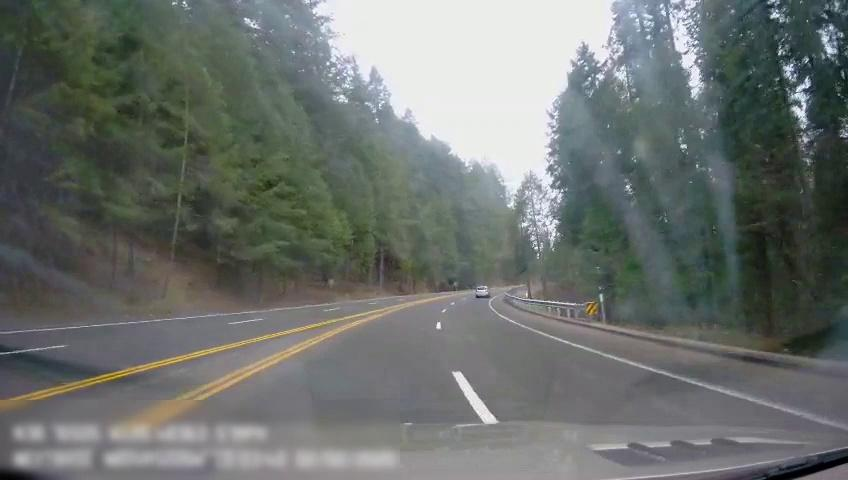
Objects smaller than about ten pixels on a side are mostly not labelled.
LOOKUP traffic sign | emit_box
[586,303,598,316]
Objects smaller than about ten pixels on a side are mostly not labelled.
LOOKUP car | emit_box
[474,285,490,299]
